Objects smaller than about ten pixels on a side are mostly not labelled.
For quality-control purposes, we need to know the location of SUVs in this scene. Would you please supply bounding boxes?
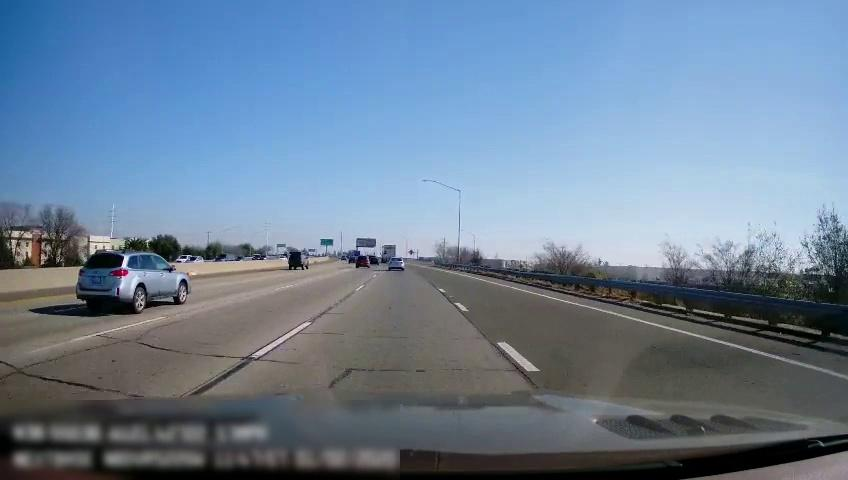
[75,251,192,315]
[286,252,311,271]
[387,256,406,271]
[176,255,192,264]
[184,256,204,264]
[354,255,372,269]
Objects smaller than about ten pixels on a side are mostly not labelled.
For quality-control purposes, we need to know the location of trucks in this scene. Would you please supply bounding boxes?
[382,244,395,264]
[215,253,238,262]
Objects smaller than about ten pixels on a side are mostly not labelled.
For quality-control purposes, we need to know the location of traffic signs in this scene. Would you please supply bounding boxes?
[319,238,335,246]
